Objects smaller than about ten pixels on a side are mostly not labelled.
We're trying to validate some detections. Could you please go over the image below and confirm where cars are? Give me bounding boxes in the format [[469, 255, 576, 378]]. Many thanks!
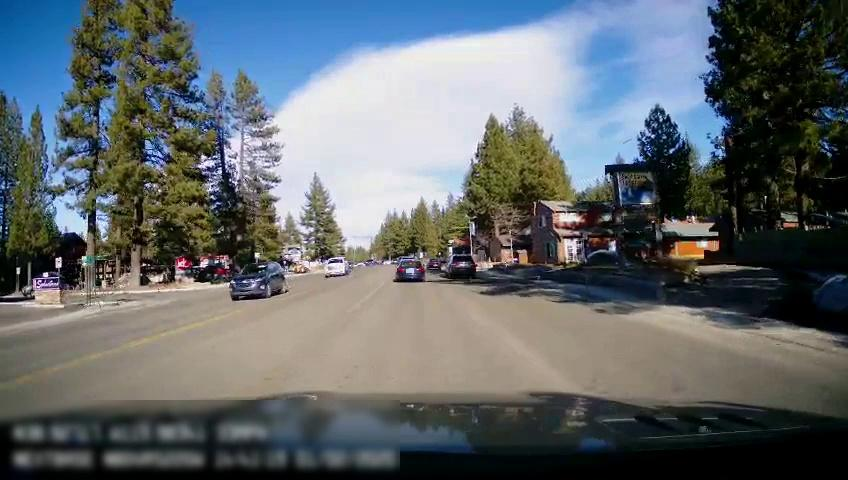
[[427, 257, 443, 271], [397, 259, 426, 283]]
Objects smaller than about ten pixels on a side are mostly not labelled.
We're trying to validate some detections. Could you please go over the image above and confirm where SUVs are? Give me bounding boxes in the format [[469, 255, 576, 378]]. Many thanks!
[[324, 257, 350, 277], [445, 255, 477, 280], [230, 260, 288, 301]]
